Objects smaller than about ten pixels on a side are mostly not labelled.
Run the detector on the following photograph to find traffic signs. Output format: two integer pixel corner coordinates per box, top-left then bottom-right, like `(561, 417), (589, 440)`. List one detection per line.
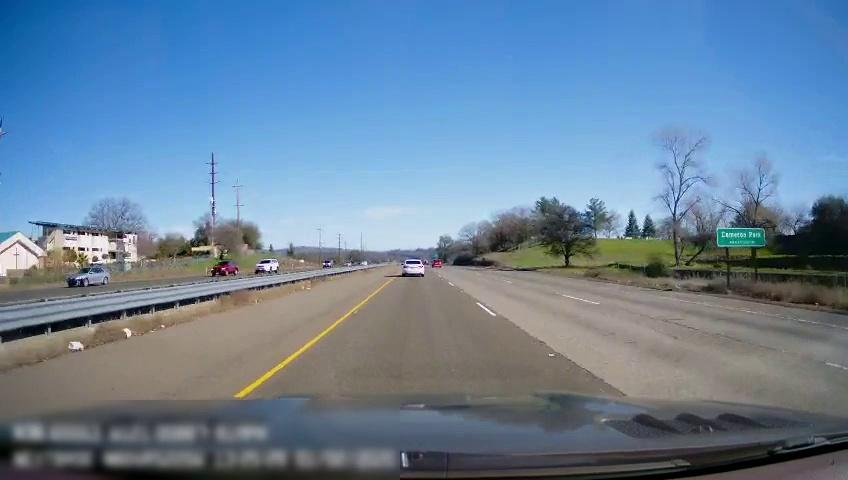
(717, 227), (766, 248)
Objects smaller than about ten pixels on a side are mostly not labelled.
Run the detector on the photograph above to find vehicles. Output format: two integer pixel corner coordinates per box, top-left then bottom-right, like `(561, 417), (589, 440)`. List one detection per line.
(322, 260), (334, 269)
(65, 265), (111, 289)
(210, 261), (240, 277)
(254, 258), (280, 274)
(431, 259), (443, 268)
(400, 258), (425, 276)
